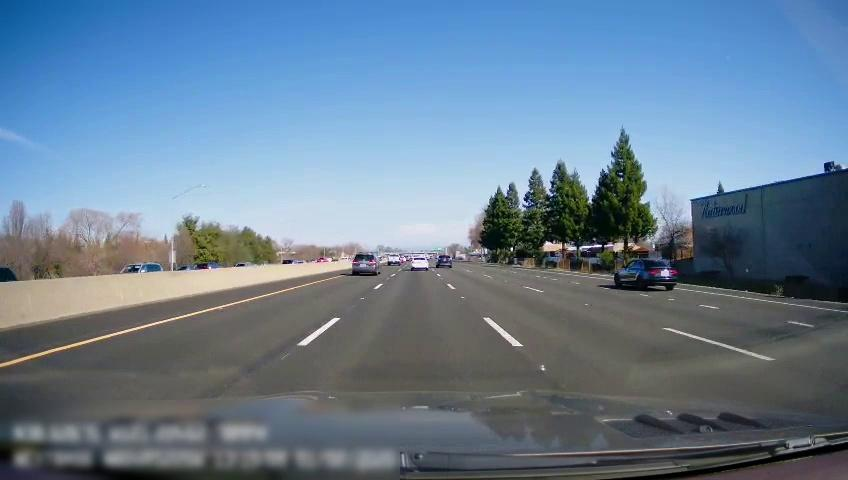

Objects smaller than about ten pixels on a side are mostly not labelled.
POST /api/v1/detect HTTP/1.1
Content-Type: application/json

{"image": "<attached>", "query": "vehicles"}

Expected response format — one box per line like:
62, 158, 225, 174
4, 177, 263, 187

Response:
436, 255, 452, 268
118, 262, 165, 274
387, 254, 401, 267
411, 257, 429, 271
613, 258, 680, 292
0, 265, 23, 282
350, 253, 380, 276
